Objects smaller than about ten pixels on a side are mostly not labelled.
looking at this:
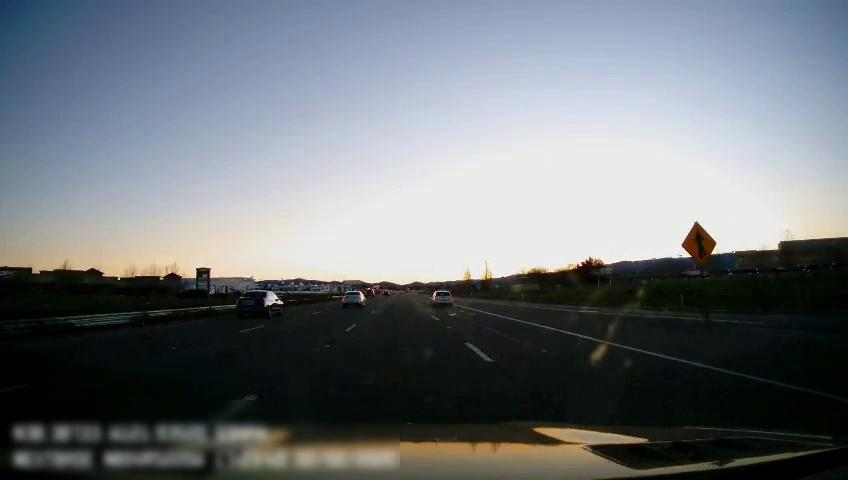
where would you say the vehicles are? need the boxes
[235,290,285,321]
[365,289,375,298]
[341,291,367,310]
[431,290,453,308]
